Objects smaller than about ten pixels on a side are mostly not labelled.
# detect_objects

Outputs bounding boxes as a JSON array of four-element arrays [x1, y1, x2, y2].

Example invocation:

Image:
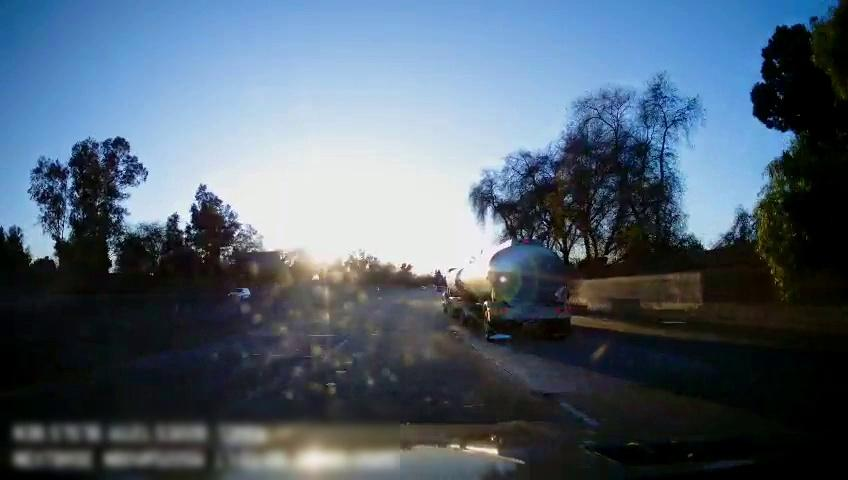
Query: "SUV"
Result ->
[[228, 287, 251, 302]]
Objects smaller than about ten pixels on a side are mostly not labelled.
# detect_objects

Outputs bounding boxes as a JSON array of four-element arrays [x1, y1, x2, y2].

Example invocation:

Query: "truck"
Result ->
[[441, 238, 571, 343]]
